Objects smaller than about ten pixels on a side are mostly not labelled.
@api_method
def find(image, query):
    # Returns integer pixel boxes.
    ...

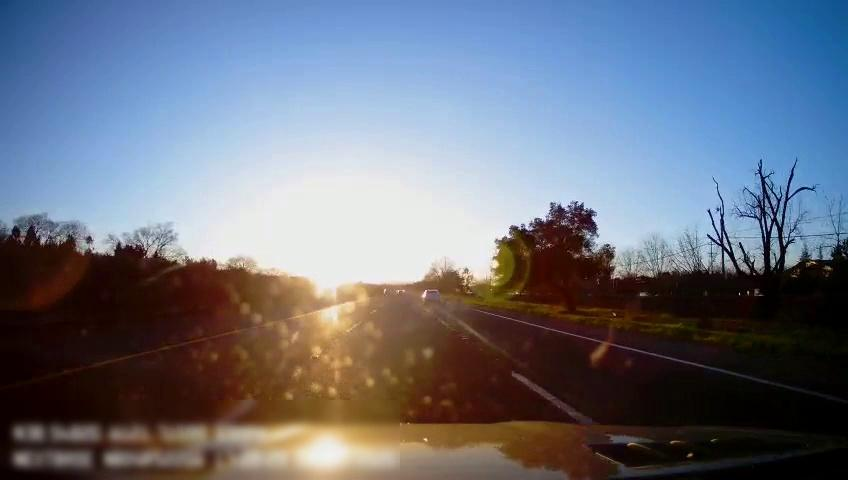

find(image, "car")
[422,290,439,303]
